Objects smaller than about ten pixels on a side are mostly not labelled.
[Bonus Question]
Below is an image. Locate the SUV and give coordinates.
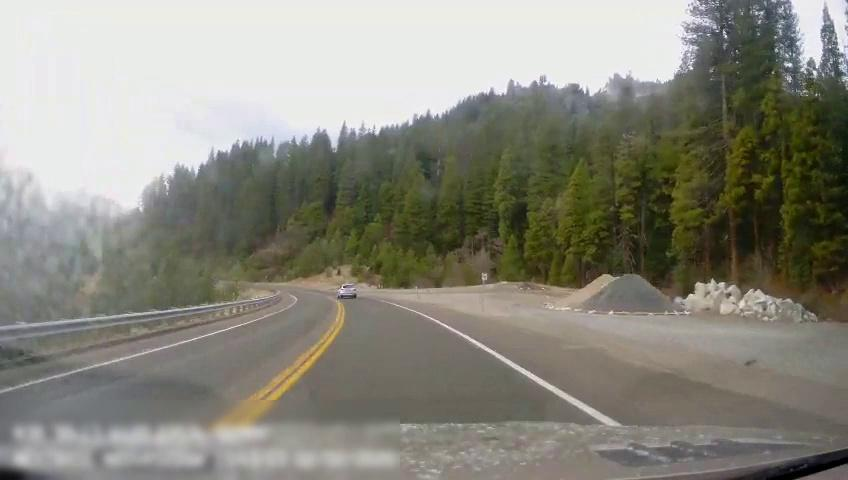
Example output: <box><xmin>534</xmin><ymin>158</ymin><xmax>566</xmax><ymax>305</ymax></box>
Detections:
<box><xmin>336</xmin><ymin>283</ymin><xmax>357</xmax><ymax>299</ymax></box>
